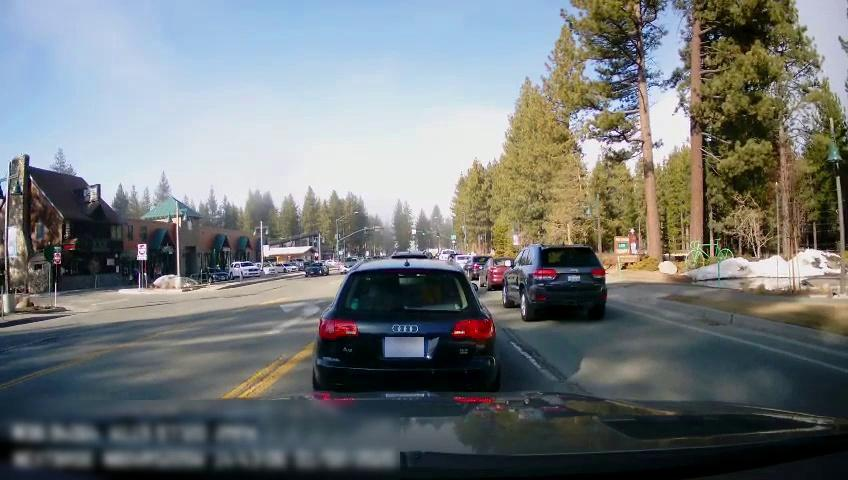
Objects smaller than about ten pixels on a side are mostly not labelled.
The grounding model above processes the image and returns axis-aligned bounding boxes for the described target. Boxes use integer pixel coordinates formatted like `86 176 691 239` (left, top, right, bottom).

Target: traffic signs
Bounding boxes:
136 243 149 261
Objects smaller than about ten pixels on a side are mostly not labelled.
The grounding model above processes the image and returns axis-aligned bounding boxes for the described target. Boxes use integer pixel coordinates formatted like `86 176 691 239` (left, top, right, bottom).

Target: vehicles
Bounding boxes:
304 261 328 278
504 245 608 322
454 255 471 269
390 251 433 258
339 257 364 274
477 256 516 292
227 260 262 281
200 266 228 284
313 256 497 394
461 255 488 288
